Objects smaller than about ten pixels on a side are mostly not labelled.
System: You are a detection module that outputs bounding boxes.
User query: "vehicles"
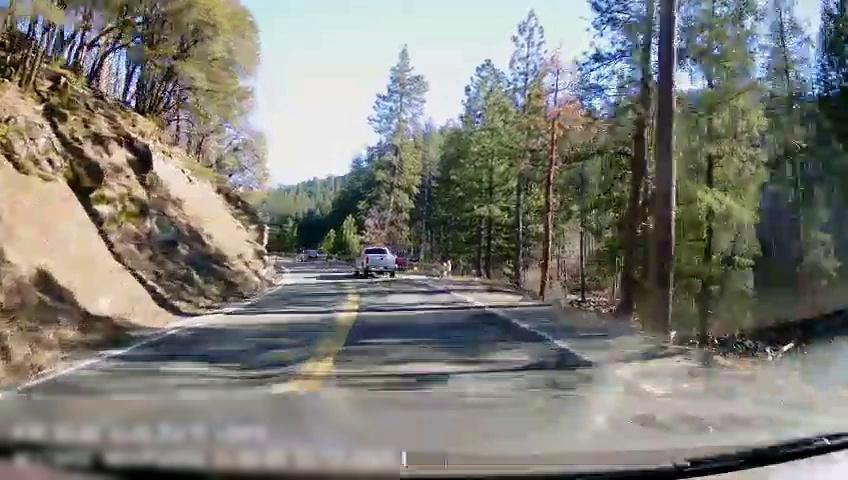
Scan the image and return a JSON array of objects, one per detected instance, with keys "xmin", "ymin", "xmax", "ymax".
[
  {"xmin": 353, "ymin": 246, "xmax": 398, "ymax": 279},
  {"xmin": 311, "ymin": 251, "xmax": 327, "ymax": 263}
]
